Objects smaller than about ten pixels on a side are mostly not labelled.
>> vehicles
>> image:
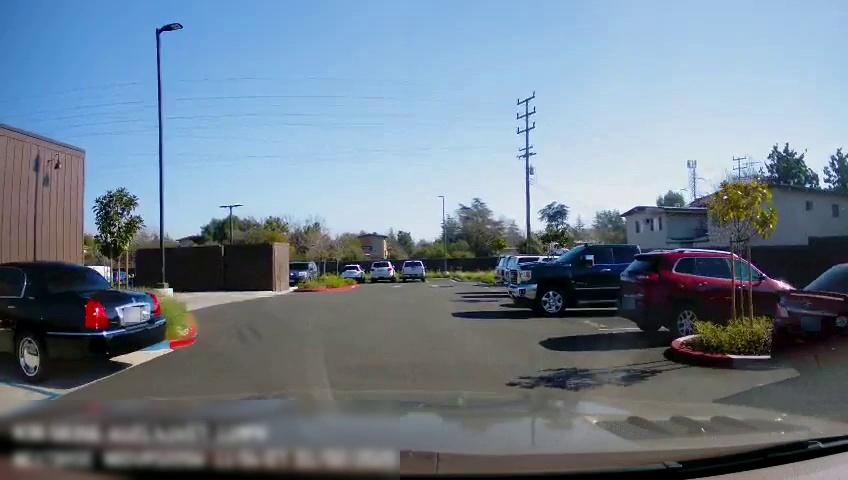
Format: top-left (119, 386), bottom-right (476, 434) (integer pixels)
top-left (496, 256), bottom-right (510, 286)
top-left (507, 242), bottom-right (641, 317)
top-left (767, 262), bottom-right (848, 385)
top-left (0, 259), bottom-right (167, 382)
top-left (614, 250), bottom-right (805, 338)
top-left (402, 261), bottom-right (425, 282)
top-left (289, 260), bottom-right (320, 287)
top-left (503, 256), bottom-right (561, 289)
top-left (342, 264), bottom-right (365, 283)
top-left (370, 261), bottom-right (396, 284)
